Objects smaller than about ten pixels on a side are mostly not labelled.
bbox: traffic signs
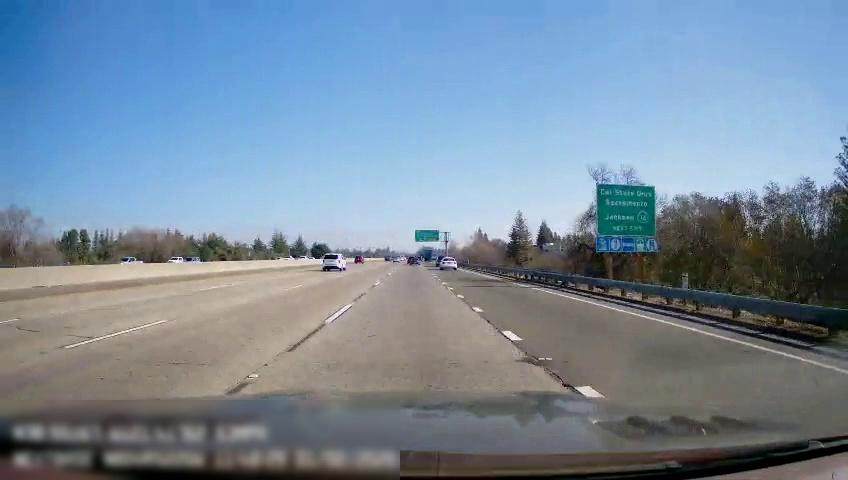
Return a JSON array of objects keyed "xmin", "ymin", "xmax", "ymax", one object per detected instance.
[
  {"xmin": 414, "ymin": 229, "xmax": 440, "ymax": 242},
  {"xmin": 597, "ymin": 181, "xmax": 659, "ymax": 254}
]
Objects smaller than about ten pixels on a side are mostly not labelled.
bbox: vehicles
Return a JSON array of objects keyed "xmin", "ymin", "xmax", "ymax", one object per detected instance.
[
  {"xmin": 117, "ymin": 256, "xmax": 145, "ymax": 265},
  {"xmin": 320, "ymin": 252, "xmax": 348, "ymax": 272},
  {"xmin": 439, "ymin": 256, "xmax": 458, "ymax": 271},
  {"xmin": 167, "ymin": 256, "xmax": 183, "ymax": 264},
  {"xmin": 182, "ymin": 257, "xmax": 200, "ymax": 263},
  {"xmin": 353, "ymin": 256, "xmax": 366, "ymax": 265},
  {"xmin": 433, "ymin": 256, "xmax": 443, "ymax": 267}
]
